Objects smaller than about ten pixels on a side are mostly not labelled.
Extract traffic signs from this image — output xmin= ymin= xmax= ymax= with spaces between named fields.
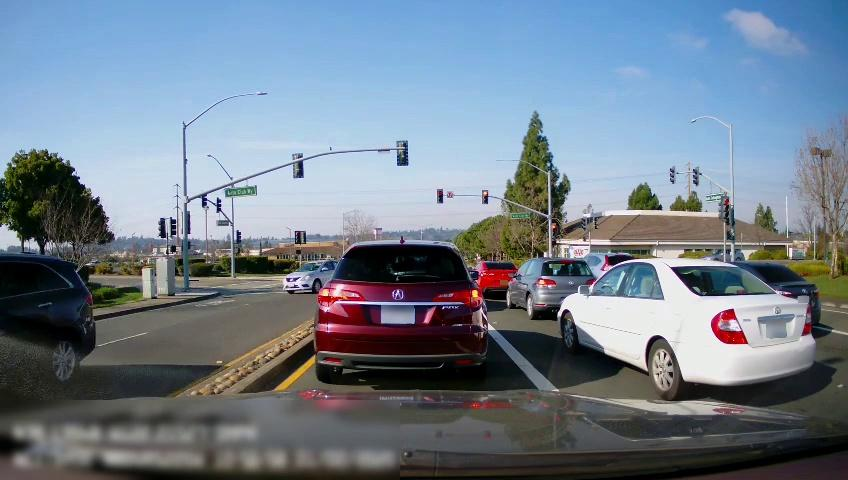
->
xmin=215 ymin=219 xmax=230 ymax=227
xmin=704 ymin=193 xmax=721 ymax=202
xmin=511 ymin=213 xmax=530 ymax=221
xmin=224 ymin=184 xmax=258 ymax=198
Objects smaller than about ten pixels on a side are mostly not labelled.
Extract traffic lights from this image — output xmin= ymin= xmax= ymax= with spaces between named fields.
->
xmin=481 ymin=188 xmax=490 ymax=207
xmin=669 ymin=168 xmax=677 ymax=183
xmin=295 ymin=231 xmax=302 ymax=244
xmin=291 ymin=151 xmax=304 ymax=178
xmin=395 ymin=137 xmax=411 ymax=168
xmin=200 ymin=194 xmax=207 ymax=208
xmin=592 ymin=216 xmax=600 ymax=230
xmin=582 ymin=216 xmax=589 ymax=230
xmin=435 ymin=188 xmax=445 ymax=205
xmin=302 ymin=231 xmax=307 ymax=244
xmin=159 ymin=218 xmax=167 ymax=237
xmin=170 ymin=217 xmax=176 ymax=237
xmin=216 ymin=197 xmax=224 ymax=214
xmin=692 ymin=168 xmax=699 ymax=186
xmin=236 ymin=230 xmax=243 ymax=243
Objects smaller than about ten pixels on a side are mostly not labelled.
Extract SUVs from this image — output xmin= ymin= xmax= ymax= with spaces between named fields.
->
xmin=583 ymin=251 xmax=633 ymax=279
xmin=311 ymin=241 xmax=489 ymax=383
xmin=0 ymin=251 xmax=97 ymax=384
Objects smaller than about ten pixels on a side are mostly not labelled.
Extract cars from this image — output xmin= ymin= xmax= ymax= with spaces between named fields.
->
xmin=281 ymin=258 xmax=337 ymax=294
xmin=702 ymin=247 xmax=747 ymax=263
xmin=555 ymin=257 xmax=819 ymax=401
xmin=474 ymin=260 xmax=515 ymax=295
xmin=730 ymin=259 xmax=822 ymax=325
xmin=506 ymin=257 xmax=596 ymax=321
